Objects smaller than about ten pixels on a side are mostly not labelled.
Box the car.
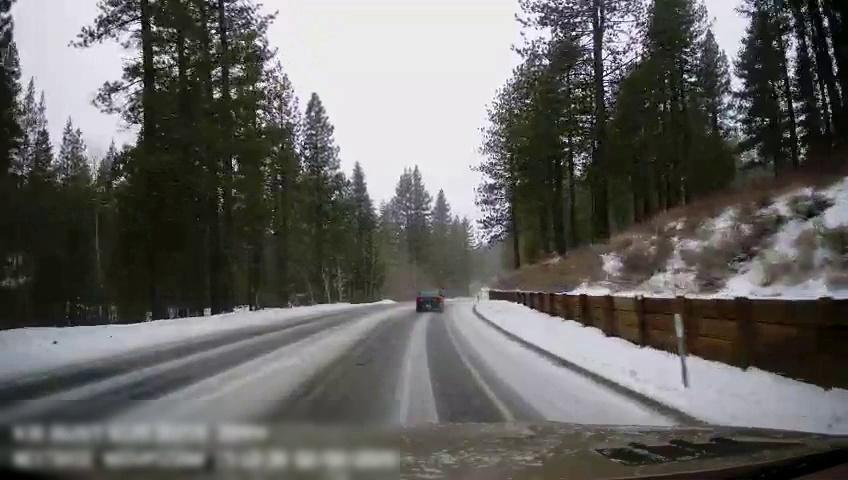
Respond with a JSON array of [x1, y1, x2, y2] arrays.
[[415, 287, 446, 313]]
